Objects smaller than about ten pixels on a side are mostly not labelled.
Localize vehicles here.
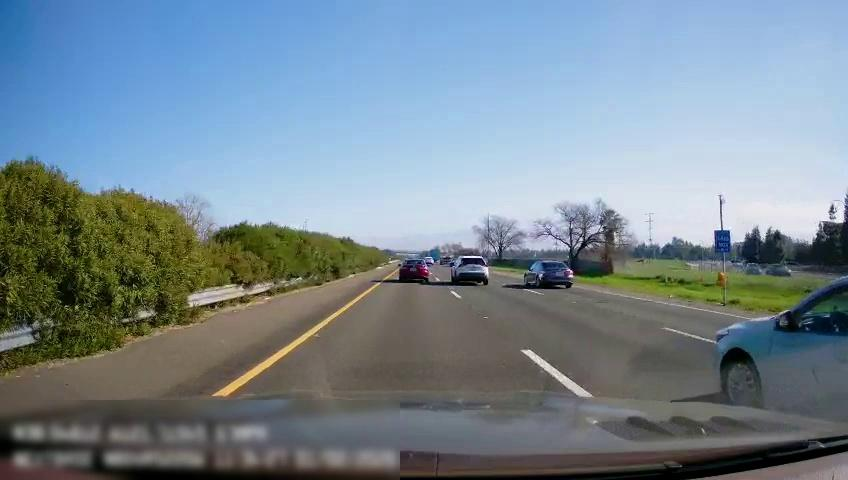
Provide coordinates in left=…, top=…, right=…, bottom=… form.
left=424, top=257, right=434, bottom=265
left=766, top=263, right=792, bottom=277
left=711, top=275, right=848, bottom=423
left=745, top=263, right=762, bottom=275
left=450, top=255, right=489, bottom=286
left=428, top=249, right=440, bottom=263
left=397, top=258, right=430, bottom=284
left=524, top=260, right=574, bottom=289
left=440, top=256, right=455, bottom=265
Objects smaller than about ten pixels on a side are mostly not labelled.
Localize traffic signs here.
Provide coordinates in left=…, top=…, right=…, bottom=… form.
left=713, top=229, right=731, bottom=253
